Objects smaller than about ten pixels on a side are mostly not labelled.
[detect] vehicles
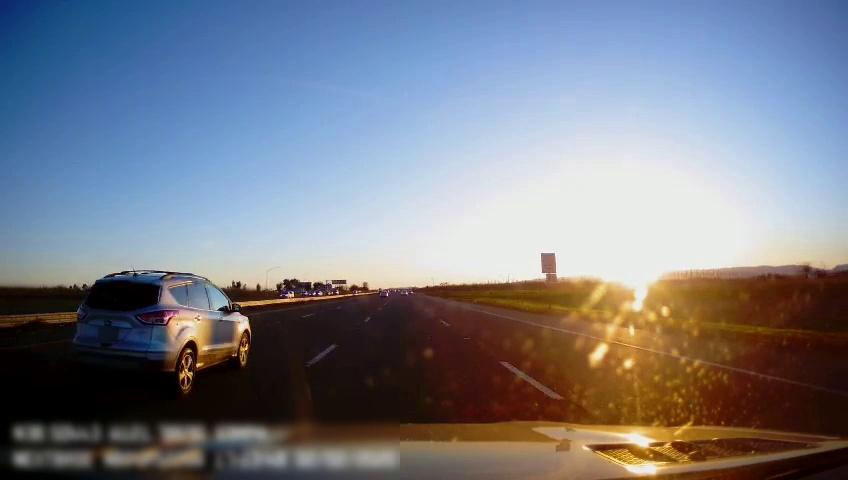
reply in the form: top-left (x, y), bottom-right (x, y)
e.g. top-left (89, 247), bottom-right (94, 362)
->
top-left (70, 270), bottom-right (253, 398)
top-left (279, 291), bottom-right (292, 299)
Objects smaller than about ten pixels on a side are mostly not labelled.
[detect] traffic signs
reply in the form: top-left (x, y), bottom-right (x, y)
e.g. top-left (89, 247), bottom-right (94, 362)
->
top-left (546, 273), bottom-right (557, 285)
top-left (541, 253), bottom-right (556, 273)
